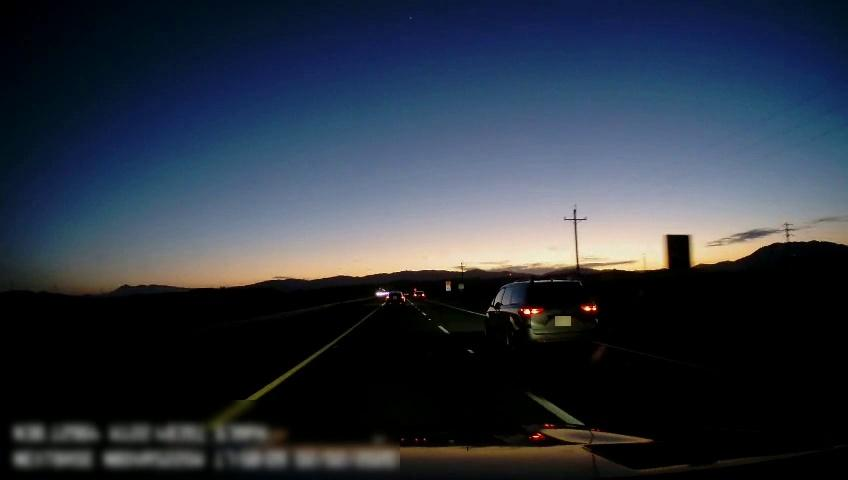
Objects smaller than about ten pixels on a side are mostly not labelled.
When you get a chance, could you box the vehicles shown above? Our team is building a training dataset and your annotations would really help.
[385,291,406,307]
[412,290,426,301]
[481,279,599,354]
